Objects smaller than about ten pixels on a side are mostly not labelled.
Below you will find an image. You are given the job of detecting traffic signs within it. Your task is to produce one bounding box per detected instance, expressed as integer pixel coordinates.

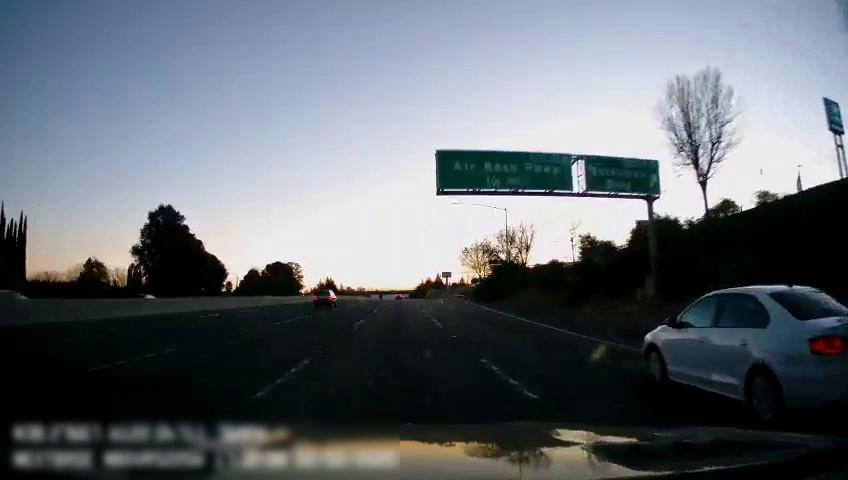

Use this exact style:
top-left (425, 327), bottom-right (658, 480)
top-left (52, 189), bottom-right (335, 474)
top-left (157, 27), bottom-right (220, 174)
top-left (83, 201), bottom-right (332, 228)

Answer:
top-left (436, 150), bottom-right (573, 191)
top-left (585, 154), bottom-right (660, 194)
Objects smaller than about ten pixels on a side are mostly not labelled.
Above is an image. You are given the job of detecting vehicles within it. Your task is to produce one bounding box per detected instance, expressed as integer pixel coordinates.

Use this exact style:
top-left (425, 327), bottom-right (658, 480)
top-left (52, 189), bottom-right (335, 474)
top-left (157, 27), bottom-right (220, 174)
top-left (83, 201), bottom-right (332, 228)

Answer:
top-left (0, 290), bottom-right (31, 301)
top-left (642, 285), bottom-right (848, 427)
top-left (314, 290), bottom-right (338, 308)
top-left (130, 294), bottom-right (157, 300)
